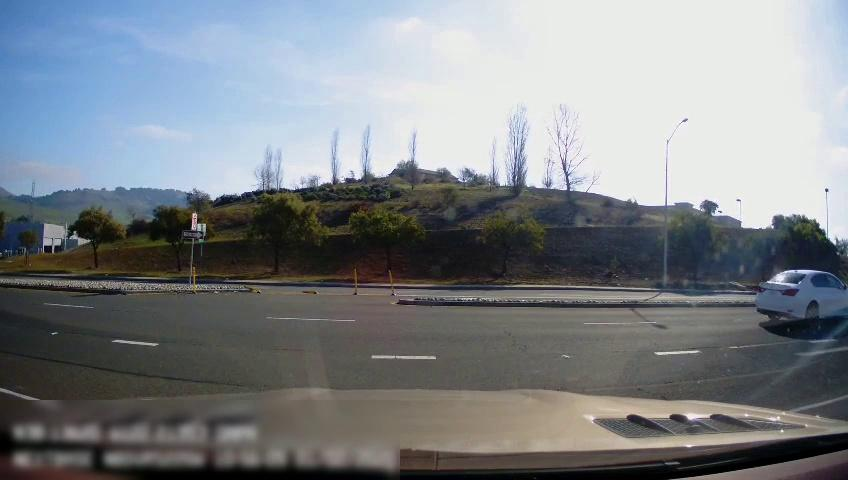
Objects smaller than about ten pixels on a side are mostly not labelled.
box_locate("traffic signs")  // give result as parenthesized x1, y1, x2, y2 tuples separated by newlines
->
(182, 230, 201, 238)
(191, 213, 198, 232)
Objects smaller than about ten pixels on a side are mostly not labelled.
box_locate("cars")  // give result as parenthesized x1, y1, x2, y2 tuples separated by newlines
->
(755, 268, 848, 325)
